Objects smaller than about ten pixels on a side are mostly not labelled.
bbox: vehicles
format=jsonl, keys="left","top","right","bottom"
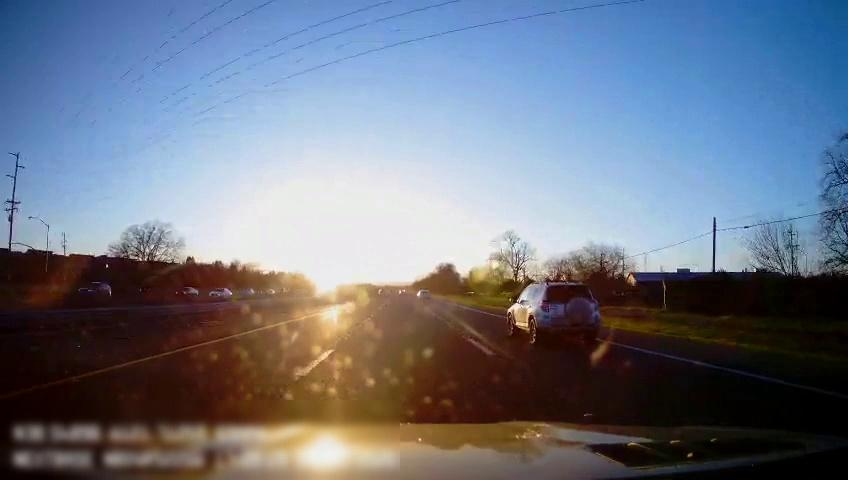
{"left": 176, "top": 286, "right": 199, "bottom": 296}
{"left": 505, "top": 283, "right": 601, "bottom": 347}
{"left": 377, "top": 288, "right": 391, "bottom": 300}
{"left": 417, "top": 290, "right": 430, "bottom": 300}
{"left": 208, "top": 288, "right": 232, "bottom": 298}
{"left": 78, "top": 281, "right": 112, "bottom": 296}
